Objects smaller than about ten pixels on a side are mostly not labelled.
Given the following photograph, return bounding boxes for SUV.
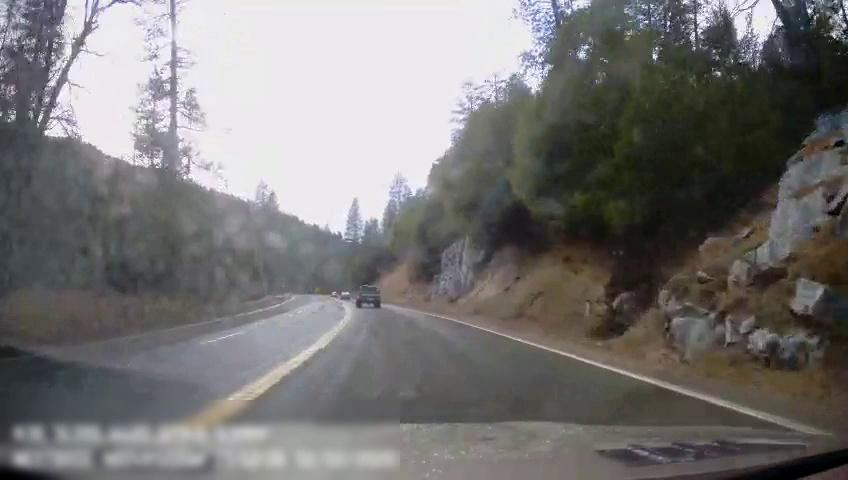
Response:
[340,291,351,300]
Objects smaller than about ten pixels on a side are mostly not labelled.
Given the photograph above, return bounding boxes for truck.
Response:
[355,285,381,308]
